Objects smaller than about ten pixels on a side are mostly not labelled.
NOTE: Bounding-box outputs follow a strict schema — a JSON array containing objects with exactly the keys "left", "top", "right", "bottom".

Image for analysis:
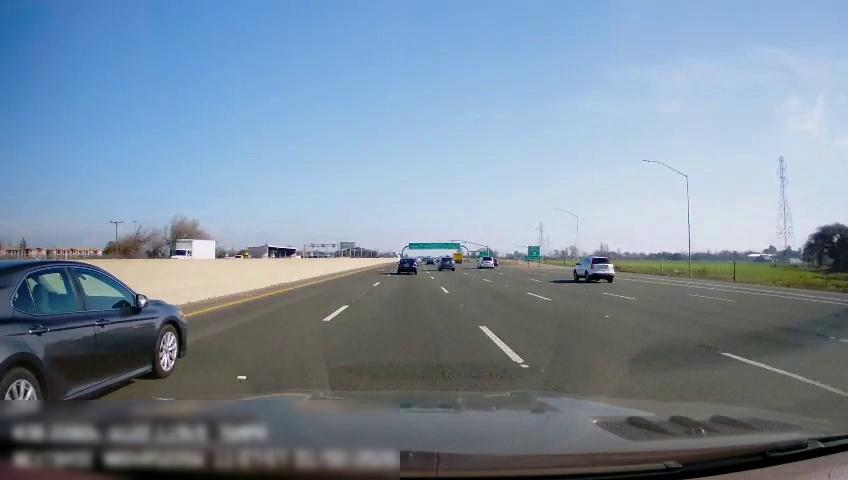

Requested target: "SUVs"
[
  {"left": 573, "top": 256, "right": 616, "bottom": 284},
  {"left": 438, "top": 257, "right": 455, "bottom": 272},
  {"left": 397, "top": 259, "right": 419, "bottom": 276}
]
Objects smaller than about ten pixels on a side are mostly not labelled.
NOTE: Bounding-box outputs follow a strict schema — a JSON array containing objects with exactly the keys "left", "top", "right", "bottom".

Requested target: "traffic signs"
[
  {"left": 479, "top": 250, "right": 494, "bottom": 257},
  {"left": 524, "top": 255, "right": 545, "bottom": 262},
  {"left": 527, "top": 245, "right": 541, "bottom": 256},
  {"left": 408, "top": 242, "right": 461, "bottom": 251},
  {"left": 340, "top": 241, "right": 355, "bottom": 248}
]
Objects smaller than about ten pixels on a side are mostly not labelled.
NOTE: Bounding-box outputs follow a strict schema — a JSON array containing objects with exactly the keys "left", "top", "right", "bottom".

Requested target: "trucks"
[
  {"left": 168, "top": 238, "right": 216, "bottom": 261},
  {"left": 453, "top": 253, "right": 463, "bottom": 265}
]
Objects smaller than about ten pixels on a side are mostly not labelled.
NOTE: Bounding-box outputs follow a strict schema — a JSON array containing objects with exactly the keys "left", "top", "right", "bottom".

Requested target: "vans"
[{"left": 475, "top": 256, "right": 495, "bottom": 269}]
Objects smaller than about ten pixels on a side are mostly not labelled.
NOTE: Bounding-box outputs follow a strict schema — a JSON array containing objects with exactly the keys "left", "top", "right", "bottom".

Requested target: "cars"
[{"left": 0, "top": 257, "right": 189, "bottom": 419}]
